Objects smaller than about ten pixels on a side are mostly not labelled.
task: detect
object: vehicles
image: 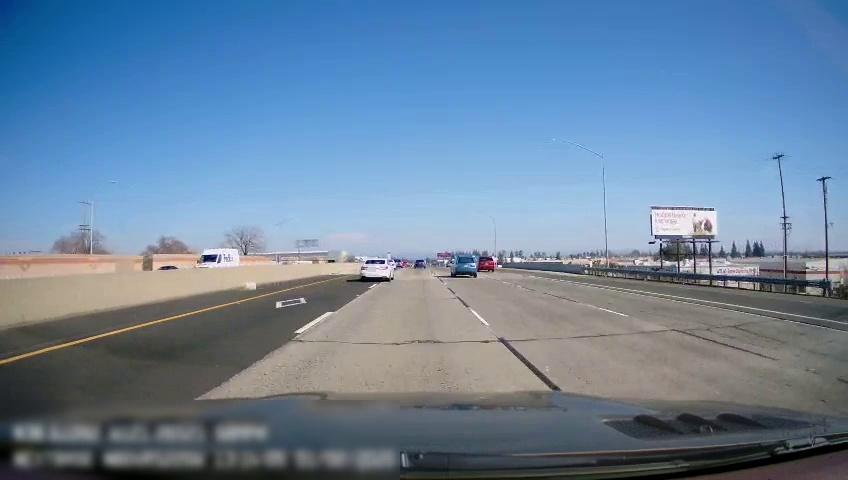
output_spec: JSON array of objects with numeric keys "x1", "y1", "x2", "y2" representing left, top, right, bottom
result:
[
  {"x1": 414, "y1": 259, "x2": 427, "y2": 270},
  {"x1": 384, "y1": 258, "x2": 397, "y2": 270},
  {"x1": 156, "y1": 265, "x2": 180, "y2": 272},
  {"x1": 393, "y1": 258, "x2": 403, "y2": 268},
  {"x1": 474, "y1": 256, "x2": 496, "y2": 273},
  {"x1": 195, "y1": 247, "x2": 240, "y2": 269},
  {"x1": 359, "y1": 257, "x2": 395, "y2": 282},
  {"x1": 449, "y1": 255, "x2": 478, "y2": 279}
]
